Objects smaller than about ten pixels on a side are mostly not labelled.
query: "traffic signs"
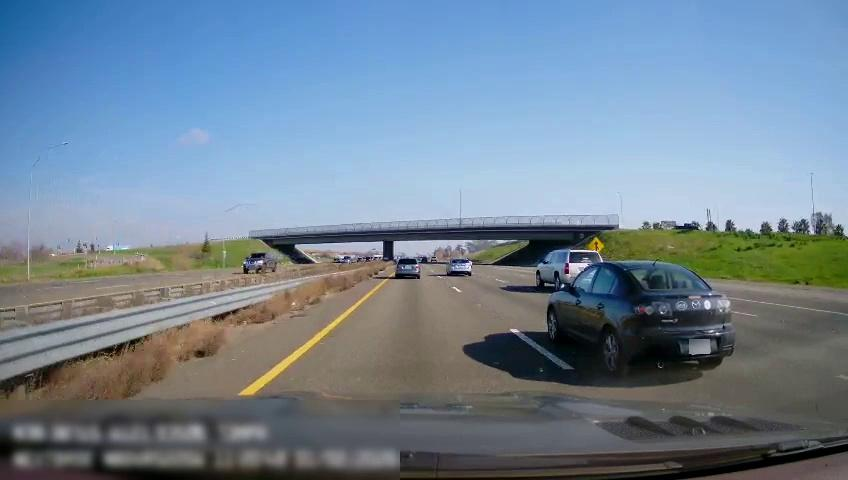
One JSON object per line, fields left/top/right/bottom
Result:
{"left": 586, "top": 236, "right": 605, "bottom": 255}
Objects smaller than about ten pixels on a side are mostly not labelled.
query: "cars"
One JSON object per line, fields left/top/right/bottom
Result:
{"left": 446, "top": 257, "right": 472, "bottom": 277}
{"left": 546, "top": 260, "right": 736, "bottom": 378}
{"left": 394, "top": 257, "right": 421, "bottom": 279}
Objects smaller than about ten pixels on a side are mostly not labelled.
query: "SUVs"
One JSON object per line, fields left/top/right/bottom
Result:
{"left": 242, "top": 252, "right": 278, "bottom": 275}
{"left": 340, "top": 255, "right": 353, "bottom": 265}
{"left": 535, "top": 249, "right": 604, "bottom": 291}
